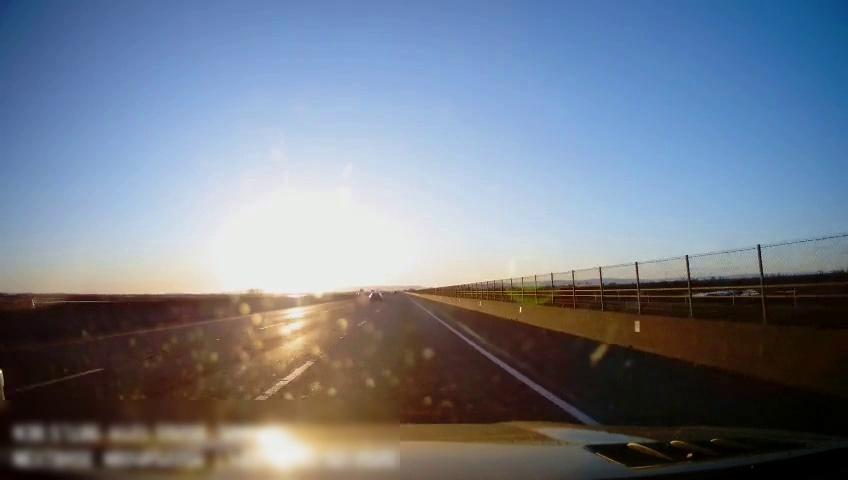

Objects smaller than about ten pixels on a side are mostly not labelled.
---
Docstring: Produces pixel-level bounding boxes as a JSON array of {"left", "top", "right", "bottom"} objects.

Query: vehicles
[
  {"left": 0, "top": 296, "right": 36, "bottom": 314},
  {"left": 369, "top": 291, "right": 383, "bottom": 302},
  {"left": 0, "top": 369, "right": 7, "bottom": 415}
]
